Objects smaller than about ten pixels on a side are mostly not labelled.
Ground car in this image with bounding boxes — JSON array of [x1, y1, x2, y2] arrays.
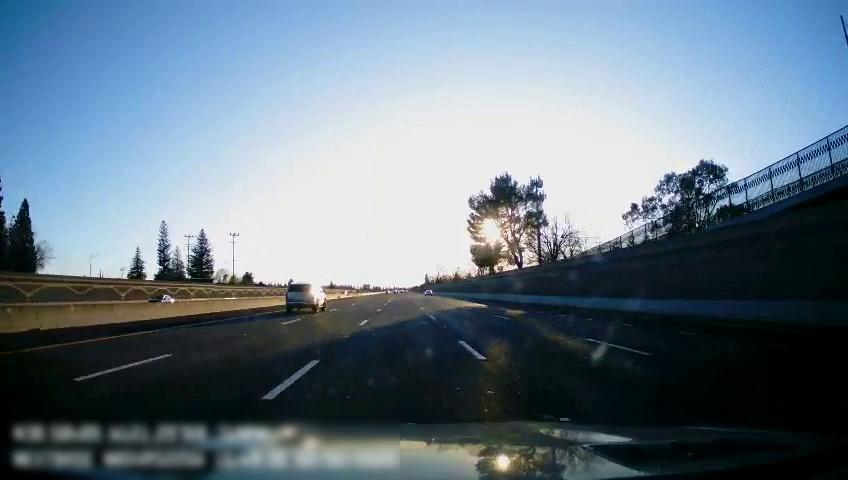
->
[[149, 293, 176, 304]]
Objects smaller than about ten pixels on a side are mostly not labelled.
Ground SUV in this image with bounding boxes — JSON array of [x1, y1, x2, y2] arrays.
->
[[285, 283, 328, 314]]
